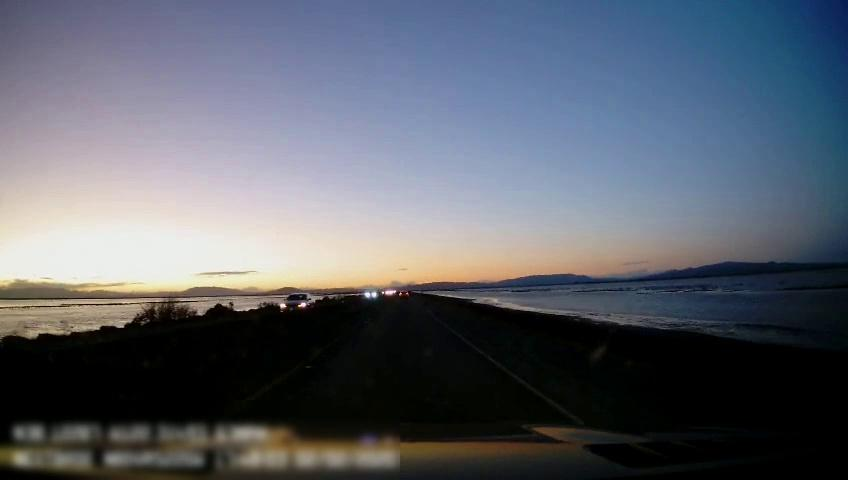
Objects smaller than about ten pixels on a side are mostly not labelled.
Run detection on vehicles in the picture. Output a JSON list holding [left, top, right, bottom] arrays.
[[279, 292, 317, 313], [362, 289, 380, 299], [398, 291, 409, 299]]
